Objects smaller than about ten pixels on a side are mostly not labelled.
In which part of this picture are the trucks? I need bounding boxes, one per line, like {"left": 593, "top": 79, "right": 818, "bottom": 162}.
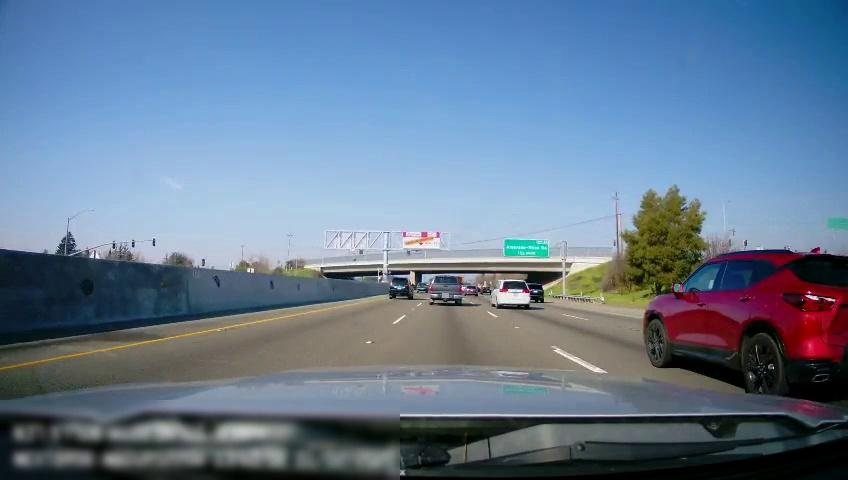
{"left": 416, "top": 282, "right": 428, "bottom": 293}
{"left": 428, "top": 274, "right": 465, "bottom": 307}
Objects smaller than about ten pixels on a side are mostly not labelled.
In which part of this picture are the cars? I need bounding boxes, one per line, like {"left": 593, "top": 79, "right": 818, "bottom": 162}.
{"left": 464, "top": 284, "right": 479, "bottom": 297}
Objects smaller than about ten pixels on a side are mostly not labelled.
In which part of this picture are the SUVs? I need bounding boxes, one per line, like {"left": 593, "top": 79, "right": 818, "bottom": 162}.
{"left": 388, "top": 277, "right": 416, "bottom": 301}
{"left": 490, "top": 280, "right": 531, "bottom": 310}
{"left": 642, "top": 254, "right": 848, "bottom": 398}
{"left": 527, "top": 283, "right": 545, "bottom": 303}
